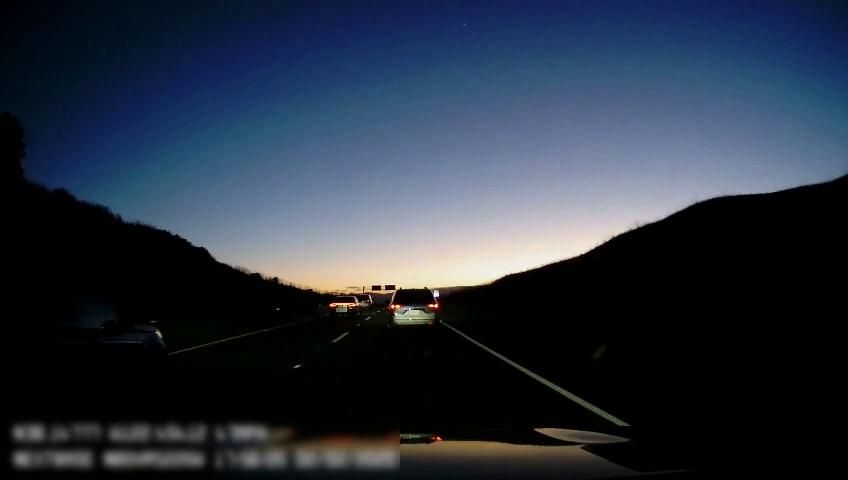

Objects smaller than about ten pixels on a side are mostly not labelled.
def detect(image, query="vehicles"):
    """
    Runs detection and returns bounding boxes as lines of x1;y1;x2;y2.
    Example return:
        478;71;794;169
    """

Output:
385;287;439;333
0;277;166;389
355;294;373;310
328;295;362;318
